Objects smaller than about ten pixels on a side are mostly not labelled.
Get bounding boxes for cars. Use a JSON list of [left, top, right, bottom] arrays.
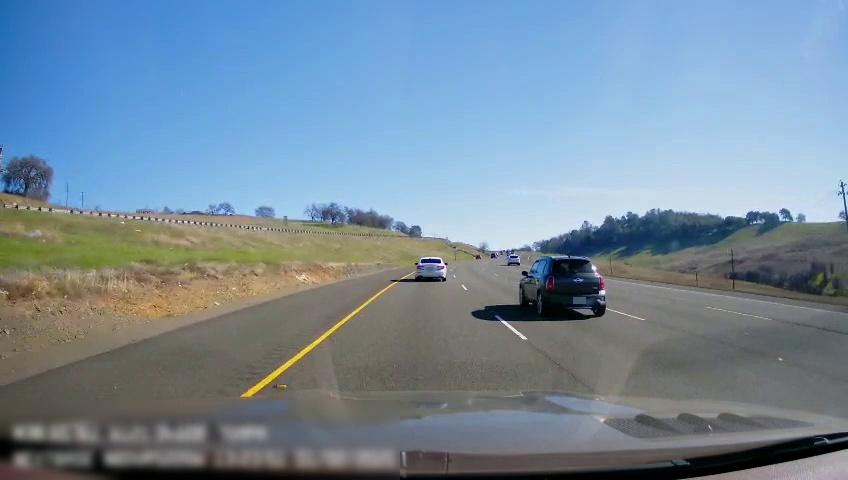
[[414, 257, 448, 283]]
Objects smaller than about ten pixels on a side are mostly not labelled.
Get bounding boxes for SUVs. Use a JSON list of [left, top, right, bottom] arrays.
[[518, 255, 607, 319], [507, 254, 520, 265]]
